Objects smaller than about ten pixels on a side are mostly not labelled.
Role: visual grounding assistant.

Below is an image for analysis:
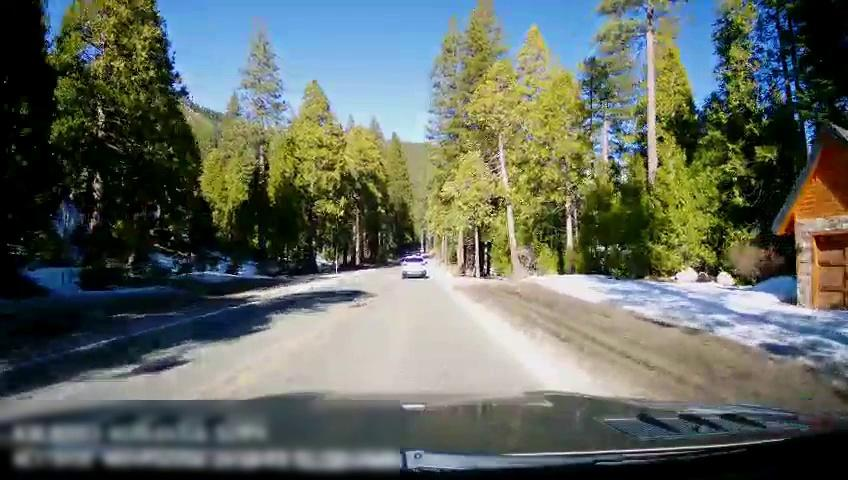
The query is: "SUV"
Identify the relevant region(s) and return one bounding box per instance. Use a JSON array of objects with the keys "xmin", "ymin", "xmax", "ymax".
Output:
[{"xmin": 400, "ymin": 255, "xmax": 428, "ymax": 280}]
